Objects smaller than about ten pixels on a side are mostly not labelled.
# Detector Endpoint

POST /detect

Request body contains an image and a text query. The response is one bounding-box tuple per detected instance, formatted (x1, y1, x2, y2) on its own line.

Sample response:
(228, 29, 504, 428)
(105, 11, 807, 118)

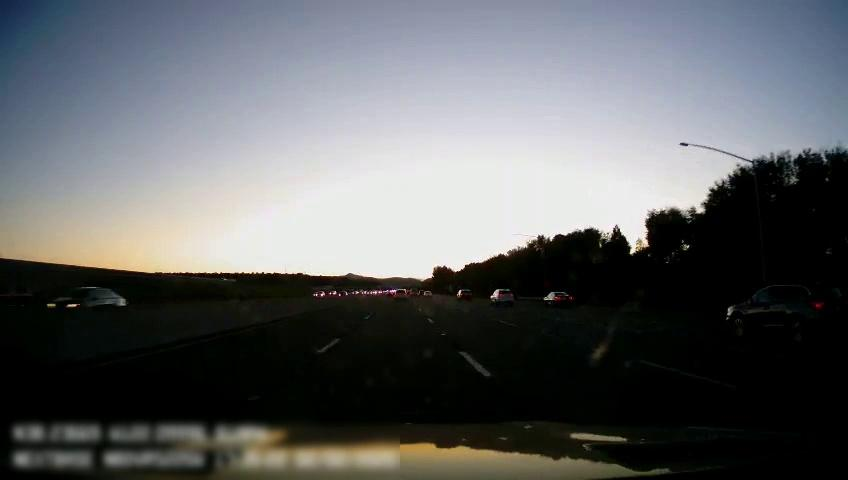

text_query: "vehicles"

(46, 286, 126, 309)
(543, 291, 573, 308)
(725, 281, 848, 345)
(489, 288, 515, 306)
(456, 289, 473, 302)
(393, 288, 408, 301)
